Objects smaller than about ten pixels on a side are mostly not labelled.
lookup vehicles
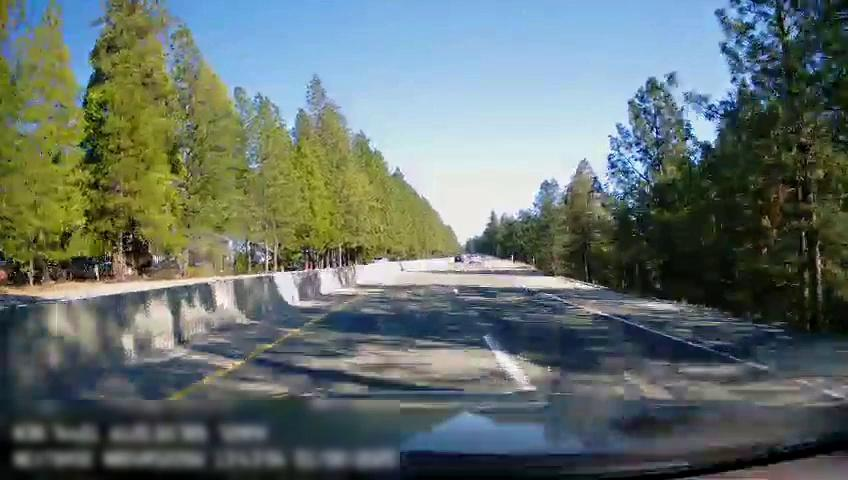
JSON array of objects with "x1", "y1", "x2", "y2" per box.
[
  {"x1": 366, "y1": 255, "x2": 389, "y2": 266},
  {"x1": 468, "y1": 254, "x2": 481, "y2": 265},
  {"x1": 453, "y1": 253, "x2": 465, "y2": 264}
]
